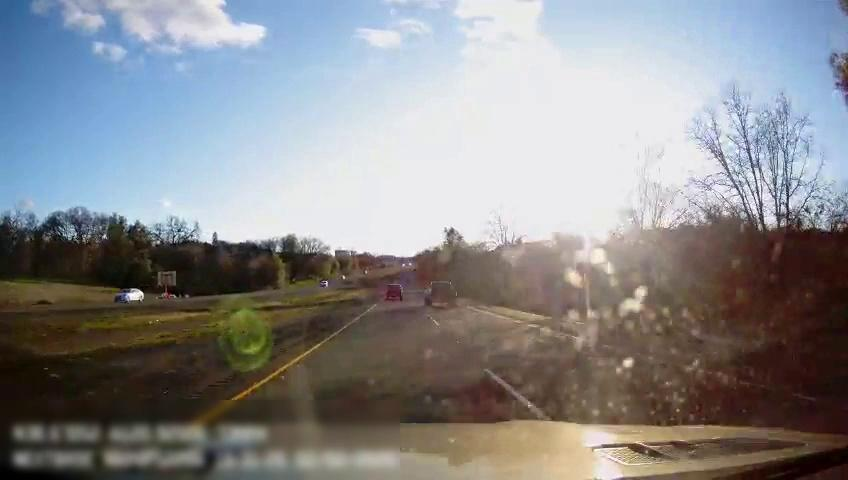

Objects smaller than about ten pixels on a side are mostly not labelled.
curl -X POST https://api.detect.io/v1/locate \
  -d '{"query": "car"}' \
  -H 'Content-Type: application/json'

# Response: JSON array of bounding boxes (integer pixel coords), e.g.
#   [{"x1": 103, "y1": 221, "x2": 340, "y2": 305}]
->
[{"x1": 113, "y1": 288, "x2": 144, "y2": 305}]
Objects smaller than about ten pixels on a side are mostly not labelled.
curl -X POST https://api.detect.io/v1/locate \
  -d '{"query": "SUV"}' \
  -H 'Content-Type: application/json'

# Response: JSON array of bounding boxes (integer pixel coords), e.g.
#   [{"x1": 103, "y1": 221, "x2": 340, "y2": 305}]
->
[{"x1": 386, "y1": 284, "x2": 403, "y2": 301}]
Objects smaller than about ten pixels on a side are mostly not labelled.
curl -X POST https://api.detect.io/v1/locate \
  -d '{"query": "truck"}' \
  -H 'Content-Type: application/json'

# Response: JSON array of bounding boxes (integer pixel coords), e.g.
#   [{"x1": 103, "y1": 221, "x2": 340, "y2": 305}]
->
[{"x1": 424, "y1": 280, "x2": 457, "y2": 308}]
